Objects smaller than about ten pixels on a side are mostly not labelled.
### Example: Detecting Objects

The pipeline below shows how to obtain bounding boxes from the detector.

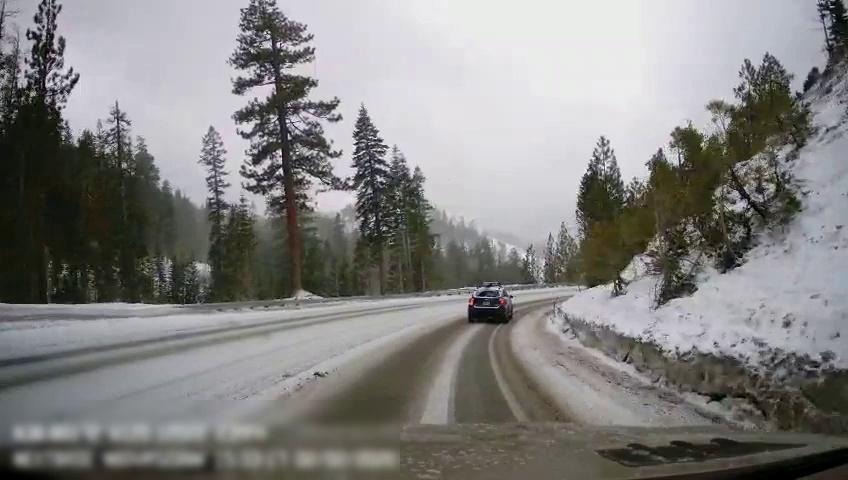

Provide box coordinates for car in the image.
[468,281,514,324]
